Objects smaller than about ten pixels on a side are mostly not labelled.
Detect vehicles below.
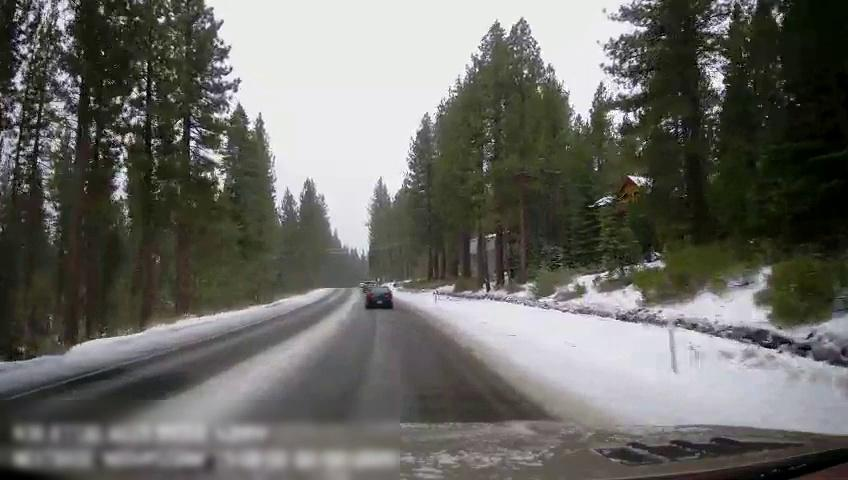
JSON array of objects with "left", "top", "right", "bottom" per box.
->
[
  {"left": 392, "top": 279, "right": 410, "bottom": 289},
  {"left": 362, "top": 280, "right": 377, "bottom": 293},
  {"left": 364, "top": 285, "right": 393, "bottom": 309}
]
